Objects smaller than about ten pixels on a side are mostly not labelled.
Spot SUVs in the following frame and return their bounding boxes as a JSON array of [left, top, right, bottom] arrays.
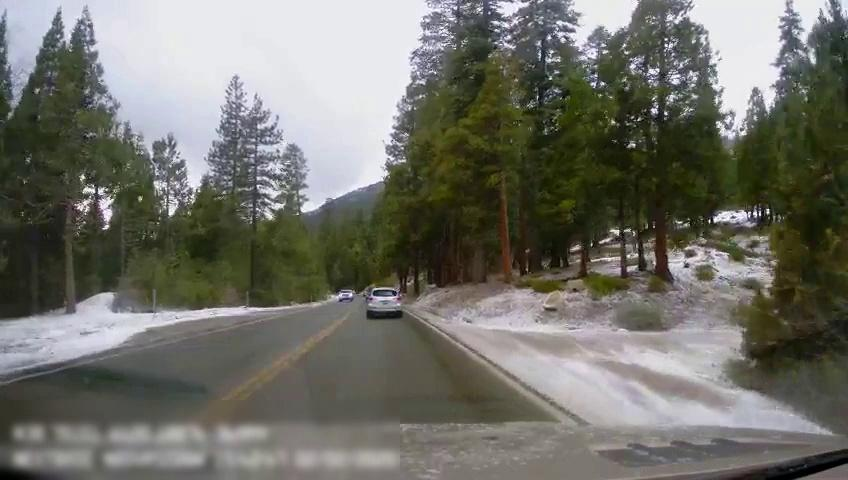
[[365, 287, 402, 320], [338, 288, 355, 302]]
